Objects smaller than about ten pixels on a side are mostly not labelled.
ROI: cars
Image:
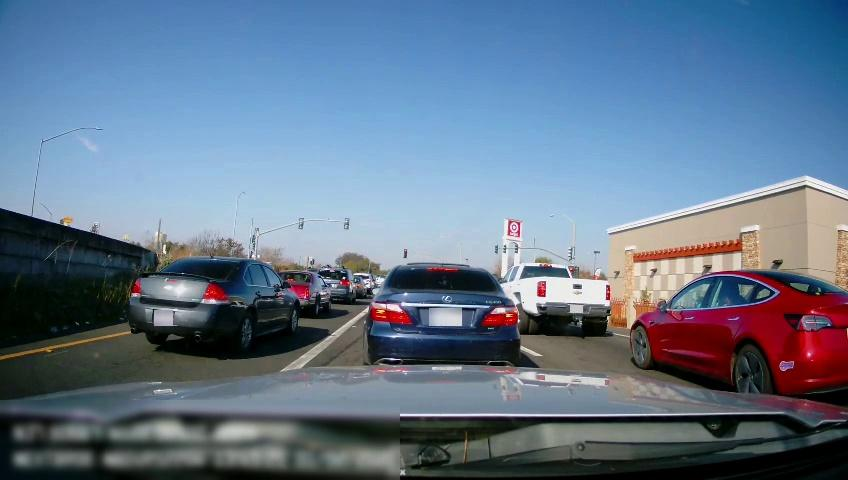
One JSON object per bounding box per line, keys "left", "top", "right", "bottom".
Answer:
{"left": 267, "top": 268, "right": 334, "bottom": 320}
{"left": 361, "top": 262, "right": 522, "bottom": 367}
{"left": 125, "top": 254, "right": 302, "bottom": 357}
{"left": 350, "top": 274, "right": 370, "bottom": 300}
{"left": 628, "top": 267, "right": 848, "bottom": 408}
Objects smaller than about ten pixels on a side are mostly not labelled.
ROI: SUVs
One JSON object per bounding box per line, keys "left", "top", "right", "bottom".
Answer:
{"left": 353, "top": 272, "right": 376, "bottom": 296}
{"left": 314, "top": 264, "right": 359, "bottom": 306}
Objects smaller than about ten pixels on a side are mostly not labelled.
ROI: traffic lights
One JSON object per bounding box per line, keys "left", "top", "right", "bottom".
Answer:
{"left": 403, "top": 248, "right": 408, "bottom": 260}
{"left": 502, "top": 243, "right": 507, "bottom": 255}
{"left": 567, "top": 247, "right": 573, "bottom": 261}
{"left": 297, "top": 217, "right": 305, "bottom": 230}
{"left": 343, "top": 217, "right": 350, "bottom": 231}
{"left": 494, "top": 244, "right": 499, "bottom": 255}
{"left": 513, "top": 242, "right": 519, "bottom": 256}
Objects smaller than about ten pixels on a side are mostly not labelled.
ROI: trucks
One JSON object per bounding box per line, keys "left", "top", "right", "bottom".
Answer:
{"left": 491, "top": 263, "right": 613, "bottom": 338}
